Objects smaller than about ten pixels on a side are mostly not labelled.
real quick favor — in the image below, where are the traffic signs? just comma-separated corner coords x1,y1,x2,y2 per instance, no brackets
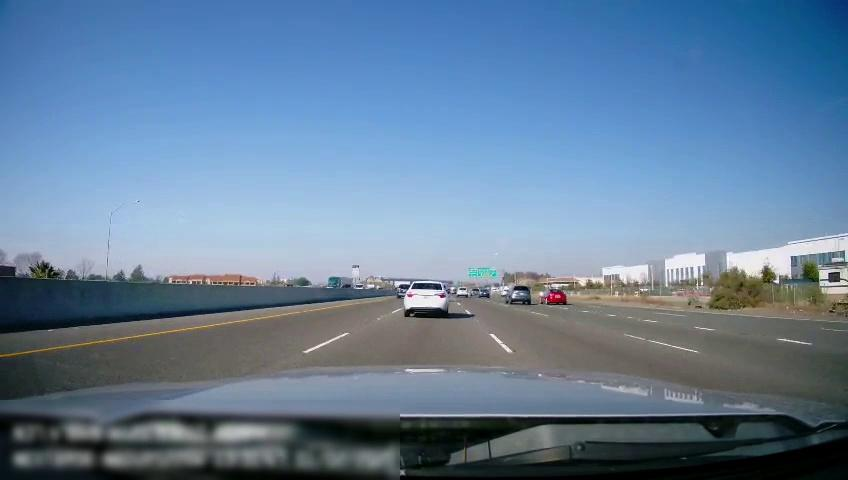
468,267,497,280
351,263,360,278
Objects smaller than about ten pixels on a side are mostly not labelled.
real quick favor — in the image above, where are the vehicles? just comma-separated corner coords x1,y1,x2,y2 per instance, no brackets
479,290,490,299
817,262,848,298
456,286,469,298
505,284,531,305
403,280,452,319
395,283,414,299
500,288,513,298
540,288,567,306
